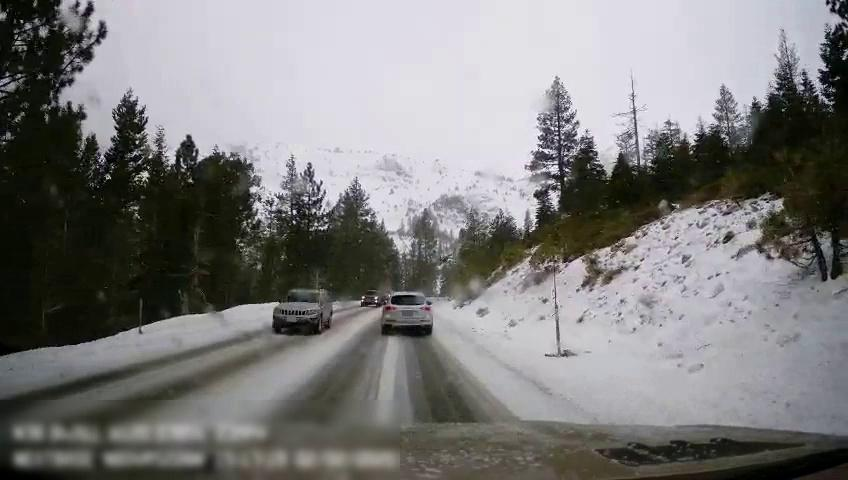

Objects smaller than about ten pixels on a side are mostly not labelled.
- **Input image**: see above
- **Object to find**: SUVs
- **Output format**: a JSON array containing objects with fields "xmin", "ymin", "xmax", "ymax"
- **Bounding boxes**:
[
  {"xmin": 272, "ymin": 289, "xmax": 333, "ymax": 335},
  {"xmin": 360, "ymin": 289, "xmax": 381, "ymax": 308},
  {"xmin": 380, "ymin": 291, "xmax": 434, "ymax": 336}
]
